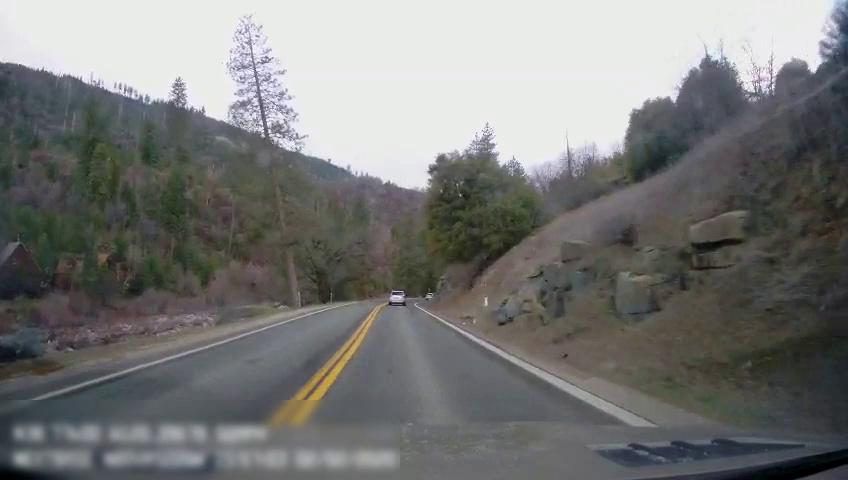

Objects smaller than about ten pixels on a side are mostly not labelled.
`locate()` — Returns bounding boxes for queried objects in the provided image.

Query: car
[389,290,406,307]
